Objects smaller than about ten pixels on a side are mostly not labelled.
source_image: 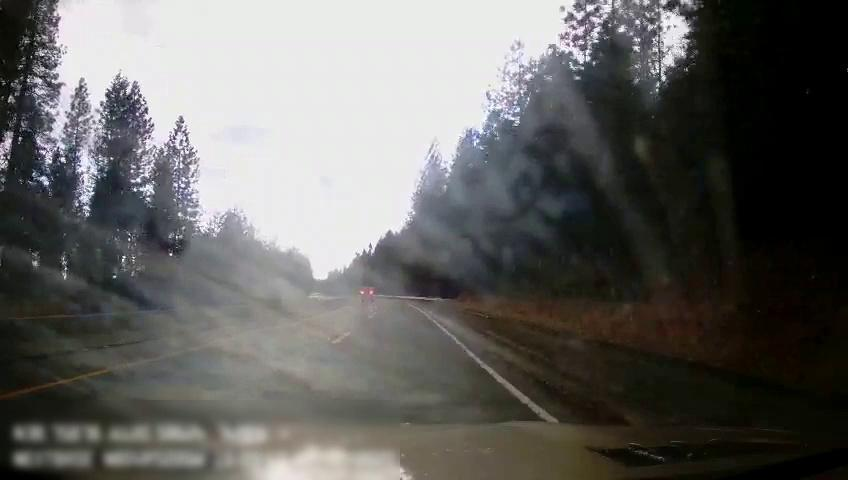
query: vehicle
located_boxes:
[359,286,375,302]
